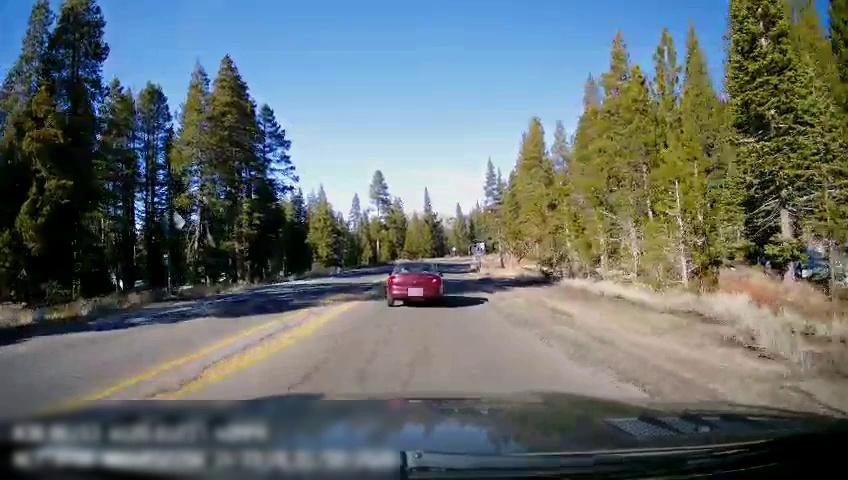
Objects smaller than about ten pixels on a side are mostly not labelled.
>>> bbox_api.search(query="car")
[385,261,444,308]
